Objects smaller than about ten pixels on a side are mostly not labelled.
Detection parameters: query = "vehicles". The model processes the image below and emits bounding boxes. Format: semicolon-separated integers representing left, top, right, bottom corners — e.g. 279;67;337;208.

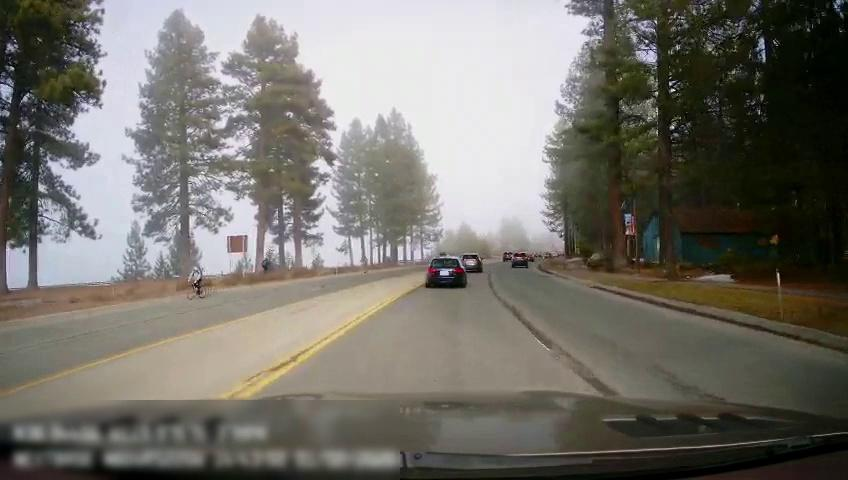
502;252;513;262
462;254;482;272
512;253;529;268
426;257;465;289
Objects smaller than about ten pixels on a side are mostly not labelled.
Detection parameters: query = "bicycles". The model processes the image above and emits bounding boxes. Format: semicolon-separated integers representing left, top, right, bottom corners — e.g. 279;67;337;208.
188;264;206;295
261;255;272;273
